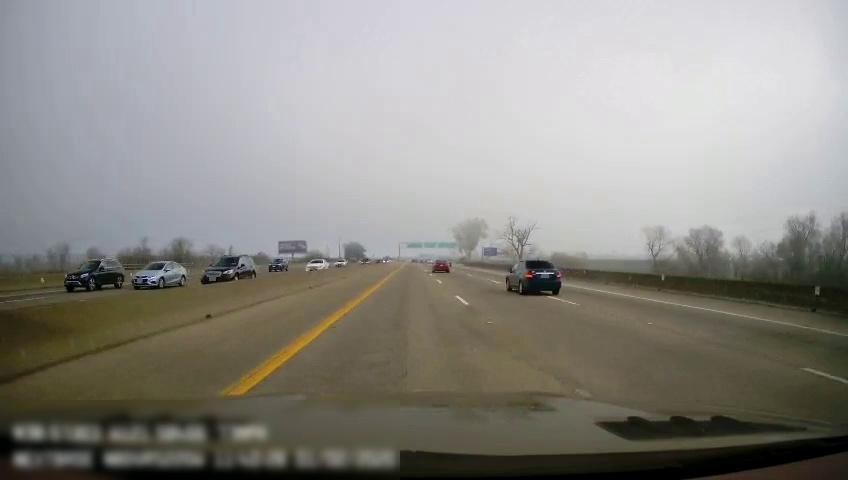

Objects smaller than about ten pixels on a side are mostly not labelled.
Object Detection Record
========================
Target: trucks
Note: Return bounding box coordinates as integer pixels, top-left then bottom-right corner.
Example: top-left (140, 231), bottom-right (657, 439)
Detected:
top-left (268, 258), bottom-right (289, 273)
top-left (335, 259), bottom-right (349, 268)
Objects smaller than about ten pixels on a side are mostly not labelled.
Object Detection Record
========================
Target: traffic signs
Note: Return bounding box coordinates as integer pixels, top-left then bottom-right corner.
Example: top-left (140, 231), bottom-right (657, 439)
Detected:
top-left (406, 241), bottom-right (423, 249)
top-left (438, 241), bottom-right (457, 249)
top-left (424, 241), bottom-right (437, 249)
top-left (483, 247), bottom-right (497, 256)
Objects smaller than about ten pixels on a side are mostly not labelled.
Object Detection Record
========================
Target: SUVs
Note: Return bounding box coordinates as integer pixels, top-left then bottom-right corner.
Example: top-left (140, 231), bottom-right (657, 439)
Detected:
top-left (63, 256), bottom-right (126, 293)
top-left (200, 254), bottom-right (259, 286)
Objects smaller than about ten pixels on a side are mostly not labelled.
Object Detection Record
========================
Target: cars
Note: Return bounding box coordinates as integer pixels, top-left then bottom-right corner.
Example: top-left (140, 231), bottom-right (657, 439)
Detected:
top-left (131, 261), bottom-right (188, 290)
top-left (305, 258), bottom-right (330, 273)
top-left (505, 259), bottom-right (563, 297)
top-left (431, 259), bottom-right (450, 273)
